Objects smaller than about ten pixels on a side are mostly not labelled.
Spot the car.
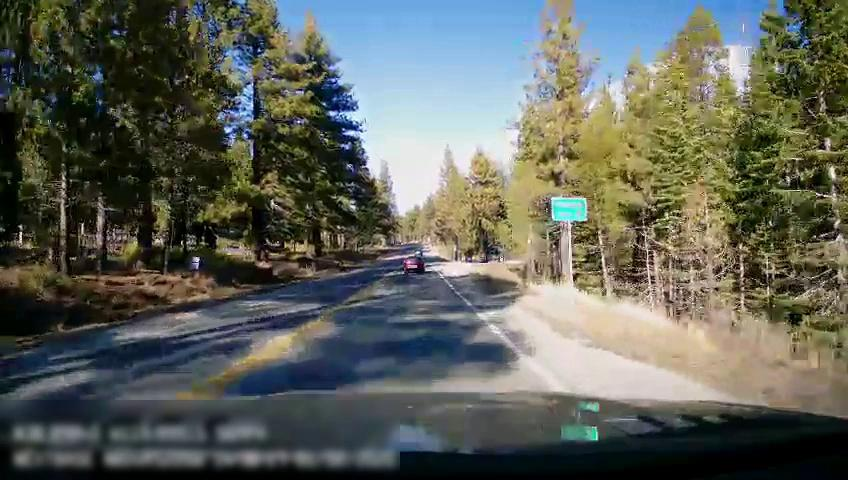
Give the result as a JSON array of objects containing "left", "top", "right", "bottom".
[{"left": 403, "top": 256, "right": 424, "bottom": 273}]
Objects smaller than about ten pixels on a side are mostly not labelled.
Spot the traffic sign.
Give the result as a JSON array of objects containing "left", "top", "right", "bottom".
[{"left": 551, "top": 195, "right": 589, "bottom": 223}]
